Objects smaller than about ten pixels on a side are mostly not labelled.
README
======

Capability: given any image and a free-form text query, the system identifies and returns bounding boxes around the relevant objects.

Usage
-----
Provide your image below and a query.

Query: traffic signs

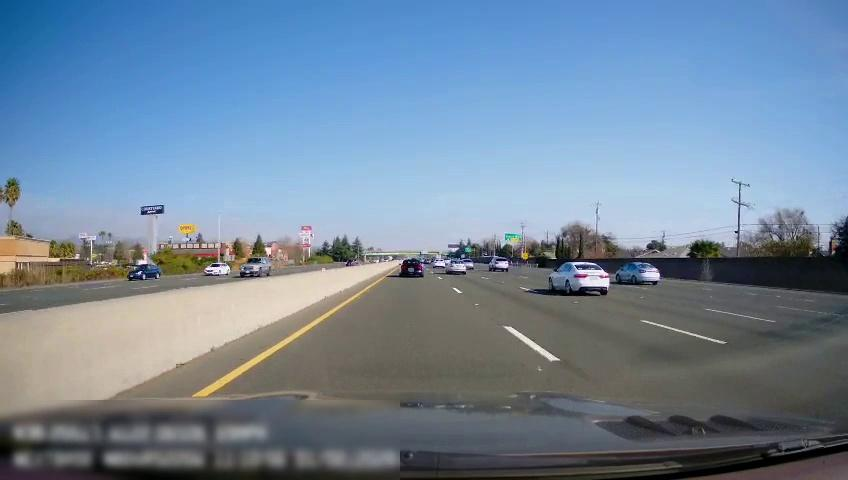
[503,232,521,241]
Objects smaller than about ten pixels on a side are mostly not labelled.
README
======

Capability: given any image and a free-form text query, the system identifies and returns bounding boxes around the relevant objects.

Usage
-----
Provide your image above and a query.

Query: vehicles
[399,257,424,276]
[445,259,467,275]
[240,257,272,278]
[127,264,161,281]
[431,258,445,269]
[488,256,510,272]
[615,262,661,285]
[344,258,361,267]
[463,258,473,271]
[204,262,231,276]
[548,261,610,296]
